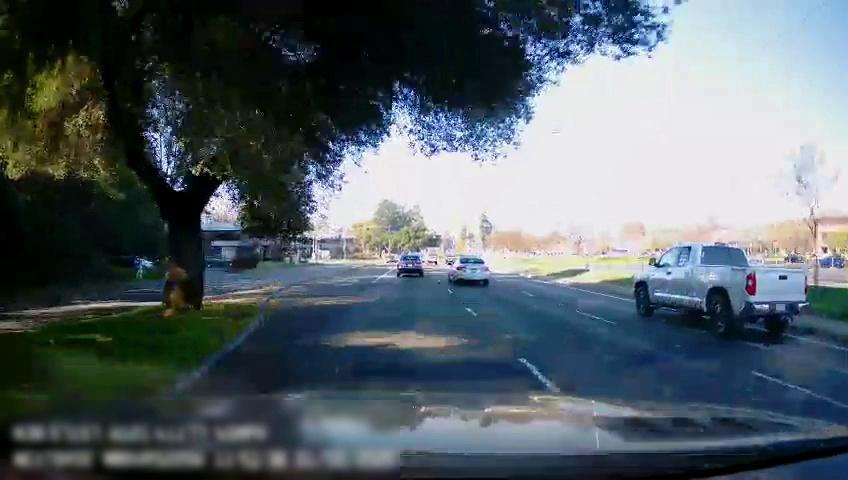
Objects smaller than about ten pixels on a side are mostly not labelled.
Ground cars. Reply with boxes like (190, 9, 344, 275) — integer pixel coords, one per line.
(134, 257, 152, 273)
(446, 255, 490, 287)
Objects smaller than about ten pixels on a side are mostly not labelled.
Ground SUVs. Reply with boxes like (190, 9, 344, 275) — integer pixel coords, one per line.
(396, 253, 424, 278)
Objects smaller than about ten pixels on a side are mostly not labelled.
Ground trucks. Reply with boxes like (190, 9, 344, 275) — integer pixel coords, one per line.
(631, 240, 808, 341)
(206, 254, 233, 269)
